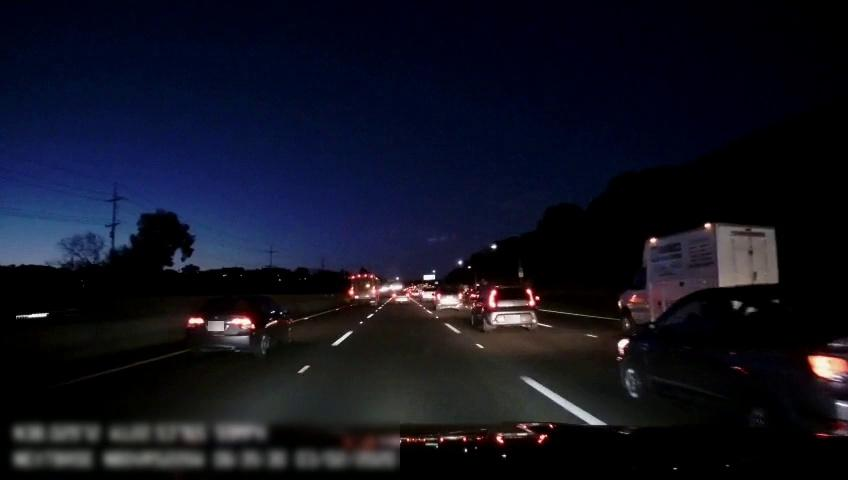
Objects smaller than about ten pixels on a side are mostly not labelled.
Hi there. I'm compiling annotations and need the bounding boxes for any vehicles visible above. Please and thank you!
[618,223,779,331]
[184,294,292,362]
[419,288,436,302]
[617,283,848,439]
[392,288,411,304]
[470,285,537,332]
[434,291,460,311]
[8,301,86,333]
[344,272,384,311]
